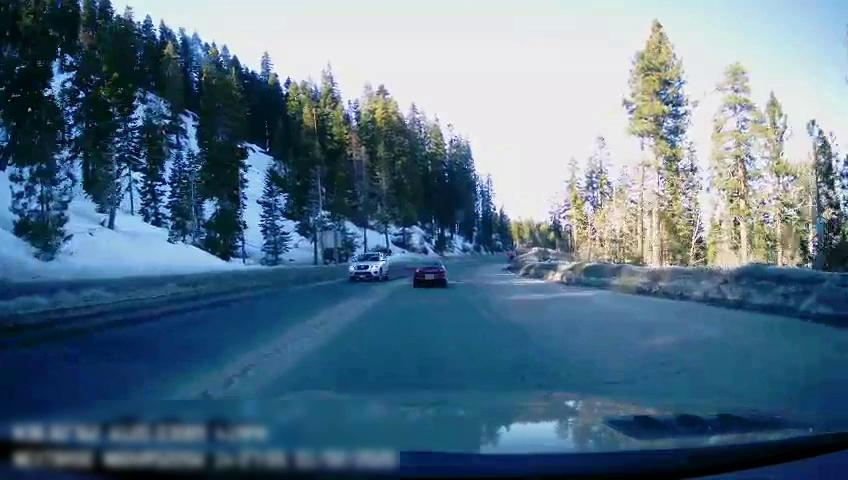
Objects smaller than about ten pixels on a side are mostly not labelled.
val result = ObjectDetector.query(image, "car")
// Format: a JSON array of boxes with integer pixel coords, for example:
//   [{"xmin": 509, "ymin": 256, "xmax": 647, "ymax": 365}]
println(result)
[{"xmin": 413, "ymin": 258, "xmax": 449, "ymax": 288}]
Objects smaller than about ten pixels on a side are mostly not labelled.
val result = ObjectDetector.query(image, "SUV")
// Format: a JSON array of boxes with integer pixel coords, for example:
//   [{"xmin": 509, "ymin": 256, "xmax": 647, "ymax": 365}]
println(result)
[{"xmin": 349, "ymin": 251, "xmax": 389, "ymax": 281}]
